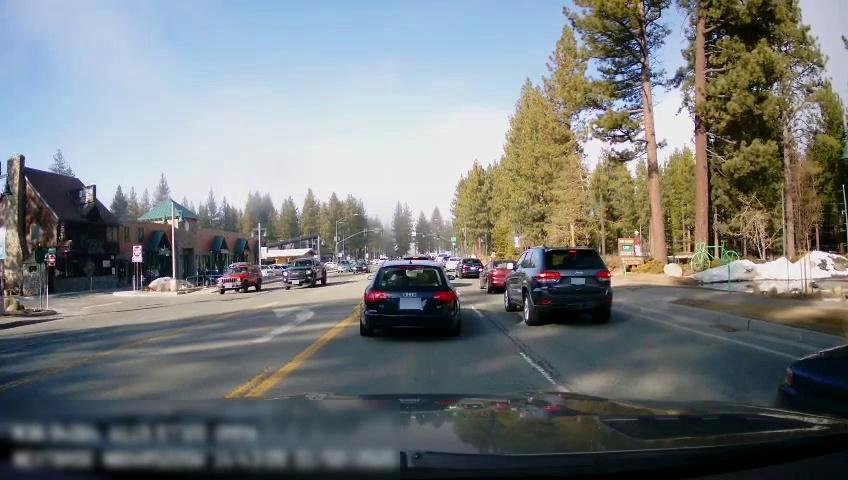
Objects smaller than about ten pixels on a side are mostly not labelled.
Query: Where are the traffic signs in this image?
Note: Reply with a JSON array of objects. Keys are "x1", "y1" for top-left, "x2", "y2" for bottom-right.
[{"x1": 131, "y1": 243, "x2": 144, "y2": 262}]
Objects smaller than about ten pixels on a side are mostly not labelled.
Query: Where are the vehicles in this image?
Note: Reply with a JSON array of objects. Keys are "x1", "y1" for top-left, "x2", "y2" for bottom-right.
[
  {"x1": 336, "y1": 260, "x2": 353, "y2": 272},
  {"x1": 195, "y1": 270, "x2": 219, "y2": 288},
  {"x1": 217, "y1": 262, "x2": 263, "y2": 294},
  {"x1": 360, "y1": 264, "x2": 462, "y2": 339},
  {"x1": 398, "y1": 254, "x2": 434, "y2": 266},
  {"x1": 481, "y1": 259, "x2": 515, "y2": 293},
  {"x1": 779, "y1": 347, "x2": 848, "y2": 420},
  {"x1": 458, "y1": 258, "x2": 482, "y2": 278},
  {"x1": 352, "y1": 259, "x2": 369, "y2": 273},
  {"x1": 505, "y1": 248, "x2": 612, "y2": 324},
  {"x1": 283, "y1": 259, "x2": 328, "y2": 289},
  {"x1": 259, "y1": 266, "x2": 273, "y2": 279},
  {"x1": 442, "y1": 257, "x2": 458, "y2": 270}
]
